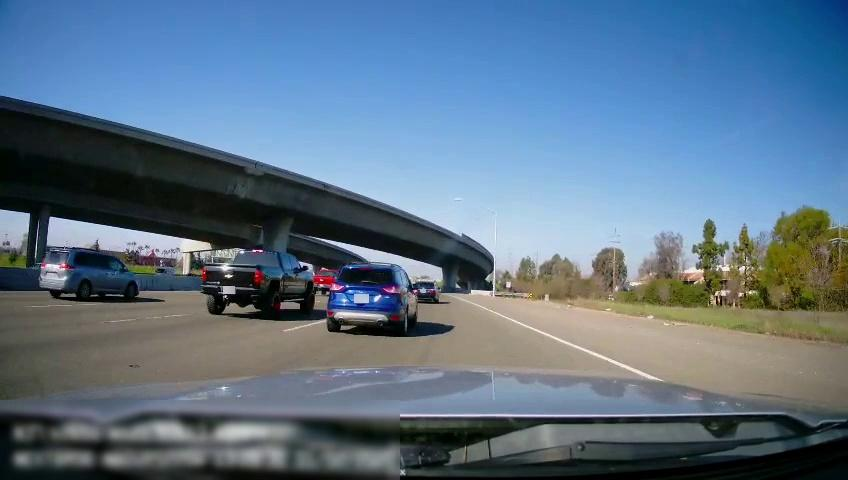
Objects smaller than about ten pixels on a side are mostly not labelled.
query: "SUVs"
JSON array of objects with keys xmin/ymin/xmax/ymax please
[{"xmin": 327, "ymin": 264, "xmax": 419, "ymax": 336}]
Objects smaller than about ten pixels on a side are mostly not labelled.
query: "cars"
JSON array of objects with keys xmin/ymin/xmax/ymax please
[{"xmin": 414, "ymin": 279, "xmax": 441, "ymax": 305}]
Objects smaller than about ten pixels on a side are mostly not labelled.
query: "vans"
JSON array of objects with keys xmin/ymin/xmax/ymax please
[{"xmin": 39, "ymin": 248, "xmax": 141, "ymax": 302}]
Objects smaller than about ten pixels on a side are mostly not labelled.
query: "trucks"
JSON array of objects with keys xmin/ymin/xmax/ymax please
[
  {"xmin": 313, "ymin": 269, "xmax": 336, "ymax": 293},
  {"xmin": 199, "ymin": 250, "xmax": 315, "ymax": 321}
]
